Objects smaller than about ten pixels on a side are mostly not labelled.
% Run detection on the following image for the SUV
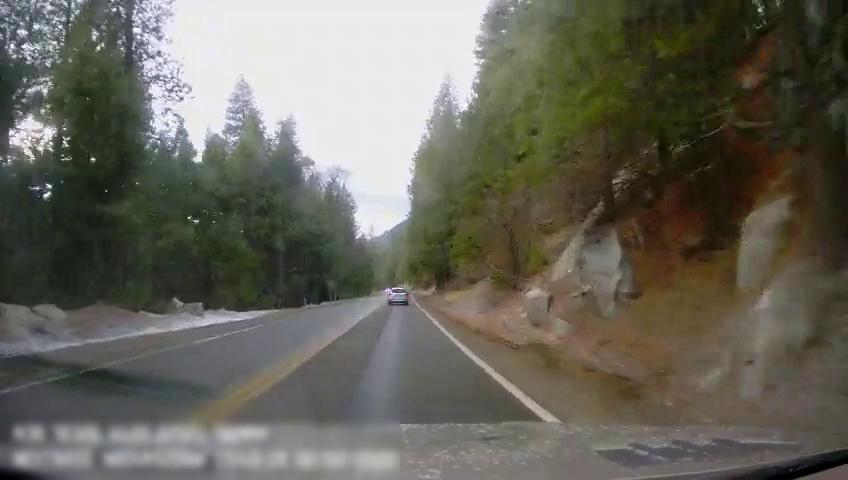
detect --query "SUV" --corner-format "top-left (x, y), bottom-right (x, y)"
top-left (387, 287), bottom-right (410, 306)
